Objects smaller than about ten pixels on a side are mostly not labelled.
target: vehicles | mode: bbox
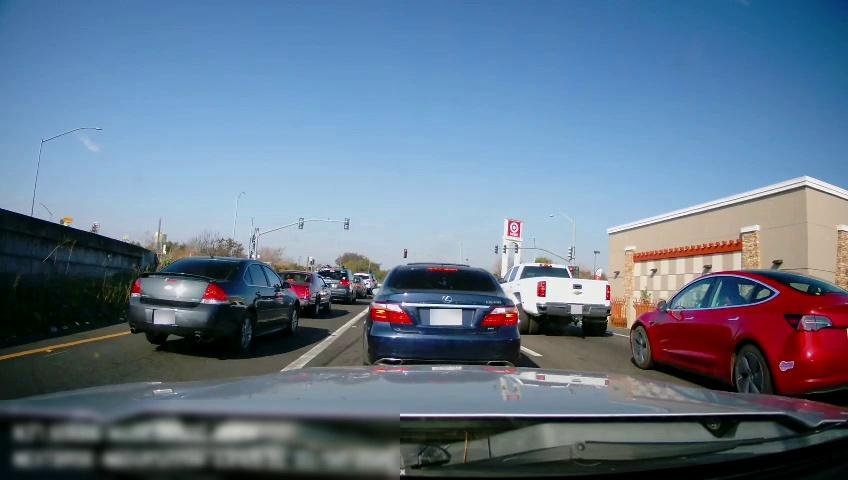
[369,273,378,289]
[496,262,613,336]
[628,267,848,397]
[352,275,369,300]
[361,262,523,369]
[126,255,301,356]
[316,264,359,305]
[352,272,374,295]
[274,269,334,317]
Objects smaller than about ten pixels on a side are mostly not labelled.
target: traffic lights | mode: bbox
[573,265,581,280]
[494,244,499,255]
[343,217,351,231]
[514,242,520,254]
[298,217,305,230]
[502,244,508,255]
[567,246,574,261]
[567,265,578,280]
[403,248,408,259]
